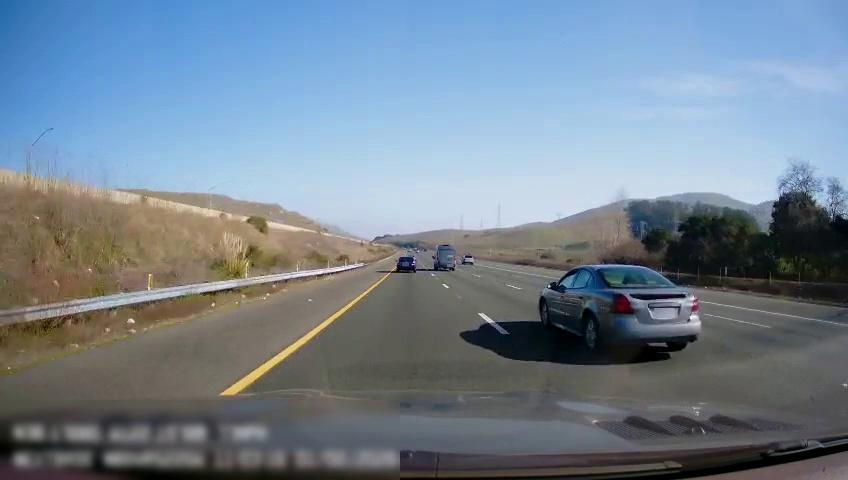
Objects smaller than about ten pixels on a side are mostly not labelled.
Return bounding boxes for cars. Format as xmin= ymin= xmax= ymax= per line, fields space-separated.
xmin=537 ymin=264 xmax=703 ymax=352
xmin=461 ymin=254 xmax=474 ymax=265
xmin=395 ymin=256 xmax=417 ymax=273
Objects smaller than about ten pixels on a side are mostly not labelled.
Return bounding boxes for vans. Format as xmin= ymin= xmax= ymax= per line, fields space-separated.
xmin=431 ymin=244 xmax=457 ymax=272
